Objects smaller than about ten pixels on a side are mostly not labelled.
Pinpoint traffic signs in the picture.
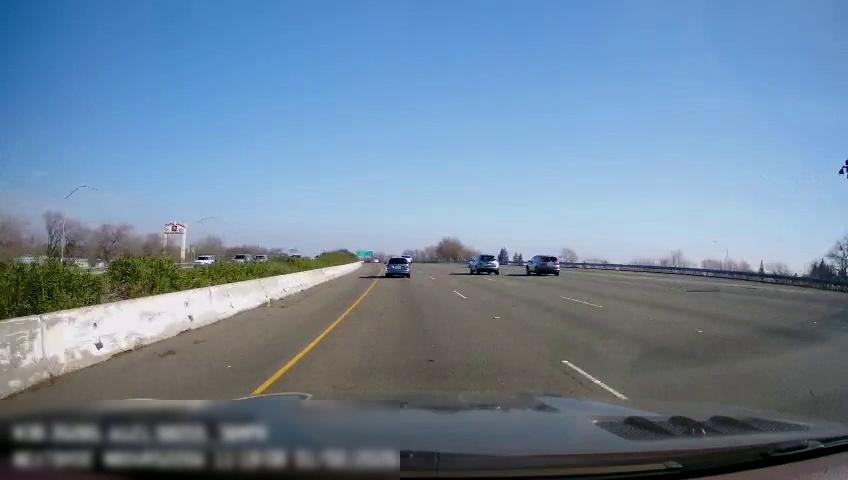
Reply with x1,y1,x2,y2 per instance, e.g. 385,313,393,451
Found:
355,250,373,257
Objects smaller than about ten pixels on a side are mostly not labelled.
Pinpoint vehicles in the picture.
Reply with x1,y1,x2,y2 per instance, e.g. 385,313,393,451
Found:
401,254,412,263
193,255,215,269
252,255,269,261
232,254,253,263
384,257,410,278
468,254,499,276
526,256,560,276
